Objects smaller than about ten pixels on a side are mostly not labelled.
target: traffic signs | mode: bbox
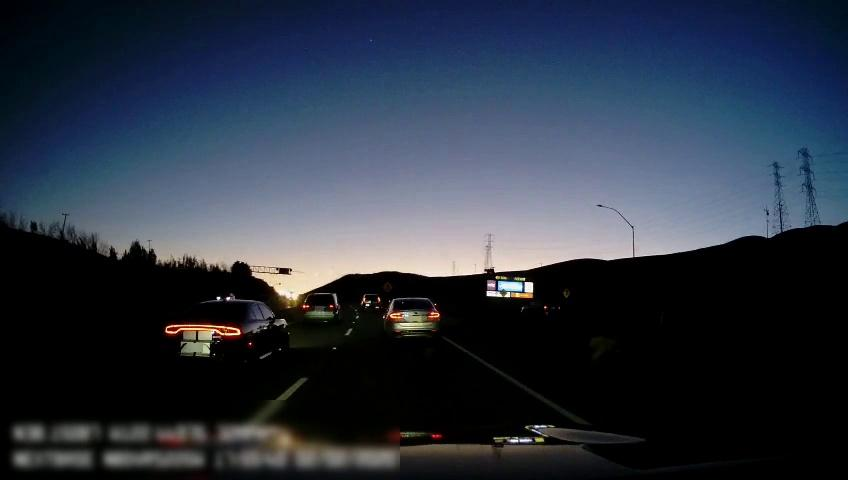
[562,287,571,299]
[382,281,393,293]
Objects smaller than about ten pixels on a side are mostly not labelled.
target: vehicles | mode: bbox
[301,292,341,325]
[161,298,291,378]
[382,297,442,348]
[360,293,383,312]
[215,292,236,303]
[520,300,561,318]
